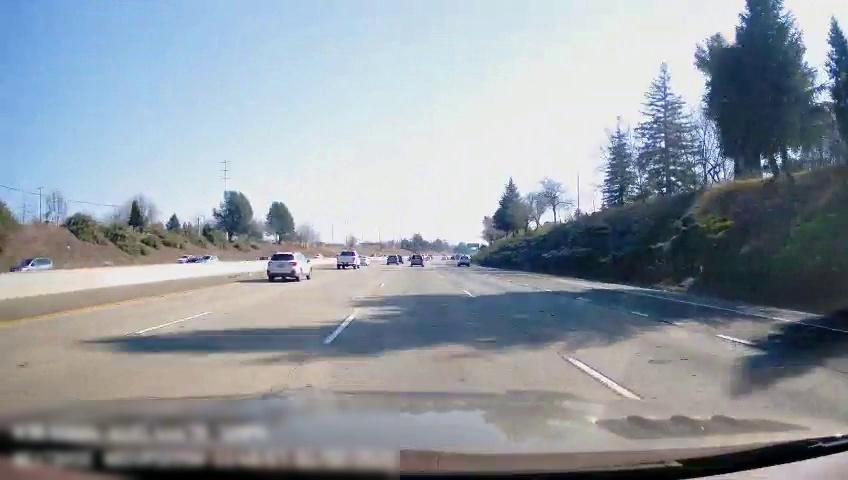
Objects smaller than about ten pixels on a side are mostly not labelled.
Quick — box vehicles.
[176,255,192,264]
[336,249,362,270]
[186,256,203,264]
[410,253,425,266]
[457,254,471,267]
[9,258,49,273]
[200,255,219,264]
[265,251,313,282]
[385,254,400,265]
